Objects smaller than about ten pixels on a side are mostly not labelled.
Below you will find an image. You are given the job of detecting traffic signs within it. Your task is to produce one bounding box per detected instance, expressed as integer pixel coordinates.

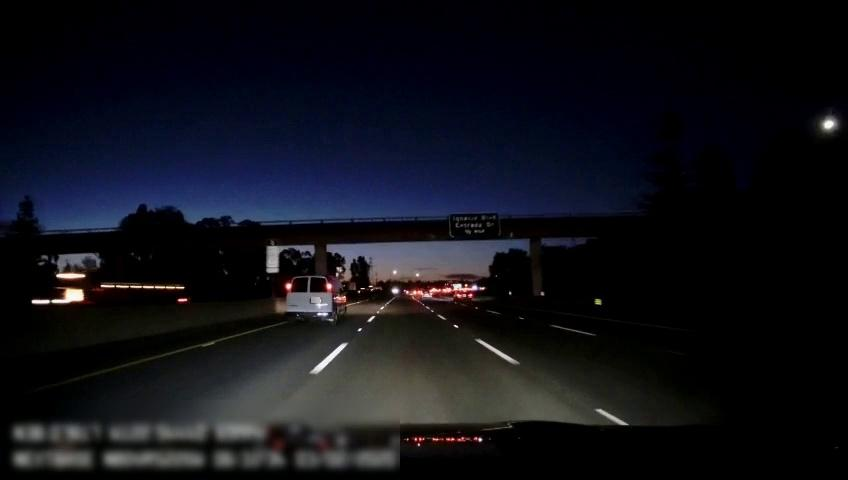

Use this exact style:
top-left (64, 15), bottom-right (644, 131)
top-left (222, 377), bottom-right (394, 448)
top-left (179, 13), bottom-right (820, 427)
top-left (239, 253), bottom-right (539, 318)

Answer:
top-left (449, 212), bottom-right (501, 239)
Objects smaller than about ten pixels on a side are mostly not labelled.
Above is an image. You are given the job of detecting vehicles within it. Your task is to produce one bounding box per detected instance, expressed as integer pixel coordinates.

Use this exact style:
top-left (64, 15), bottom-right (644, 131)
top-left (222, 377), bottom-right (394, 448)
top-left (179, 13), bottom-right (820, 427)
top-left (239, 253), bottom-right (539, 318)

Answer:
top-left (32, 274), bottom-right (192, 308)
top-left (452, 289), bottom-right (475, 304)
top-left (283, 276), bottom-right (349, 326)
